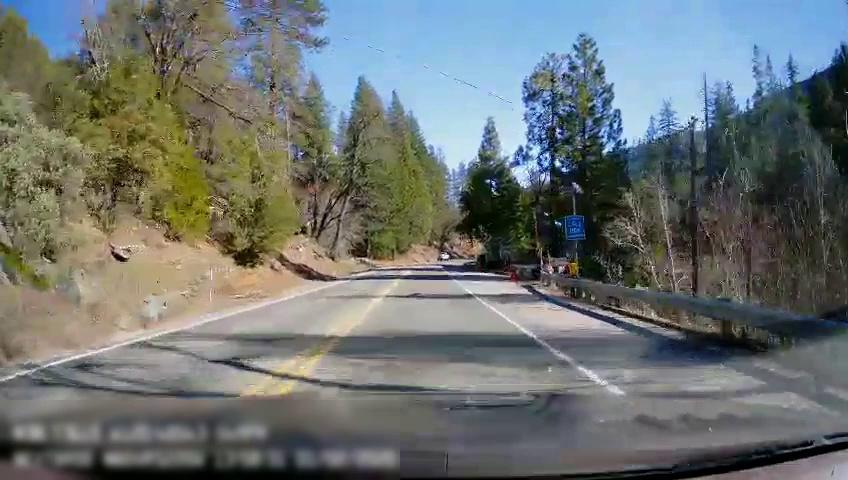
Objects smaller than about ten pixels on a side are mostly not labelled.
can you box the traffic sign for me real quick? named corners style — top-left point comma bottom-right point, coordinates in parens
top-left (564, 215), bottom-right (587, 241)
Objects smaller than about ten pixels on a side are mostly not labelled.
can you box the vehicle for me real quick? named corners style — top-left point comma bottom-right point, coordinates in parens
top-left (437, 252), bottom-right (450, 262)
